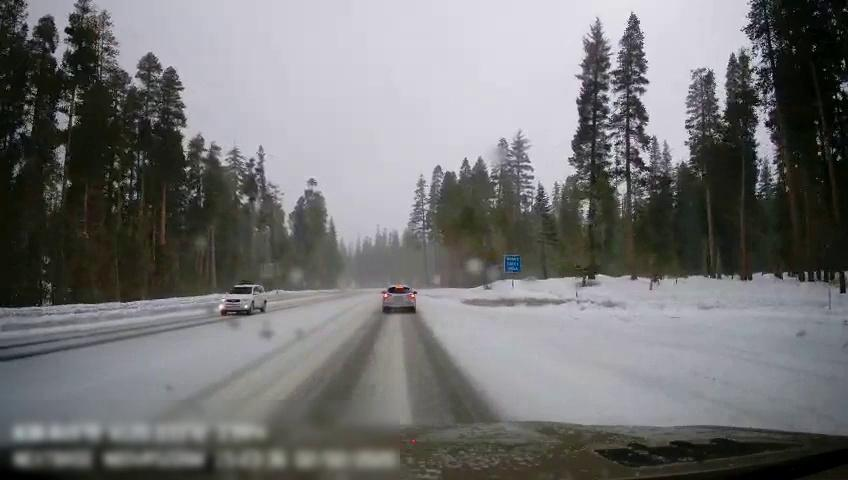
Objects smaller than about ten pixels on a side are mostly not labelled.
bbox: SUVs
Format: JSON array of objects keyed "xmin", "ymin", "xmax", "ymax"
[
  {"xmin": 218, "ymin": 282, "xmax": 268, "ymax": 316},
  {"xmin": 380, "ymin": 285, "xmax": 419, "ymax": 312}
]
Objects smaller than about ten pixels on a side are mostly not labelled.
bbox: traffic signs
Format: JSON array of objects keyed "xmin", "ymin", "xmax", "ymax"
[
  {"xmin": 503, "ymin": 254, "xmax": 522, "ymax": 274},
  {"xmin": 260, "ymin": 262, "xmax": 279, "ymax": 280}
]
